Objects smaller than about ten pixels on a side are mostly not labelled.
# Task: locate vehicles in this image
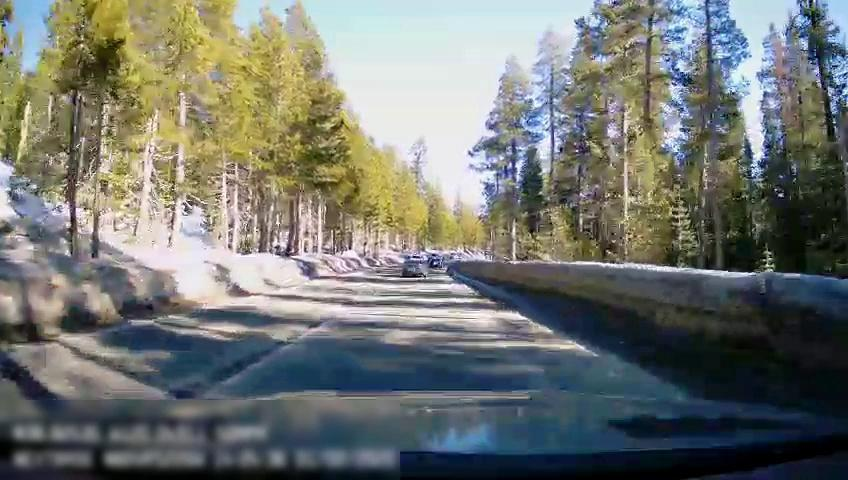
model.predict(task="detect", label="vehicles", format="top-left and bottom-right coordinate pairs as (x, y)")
top-left (398, 255), bottom-right (428, 278)
top-left (425, 255), bottom-right (442, 269)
